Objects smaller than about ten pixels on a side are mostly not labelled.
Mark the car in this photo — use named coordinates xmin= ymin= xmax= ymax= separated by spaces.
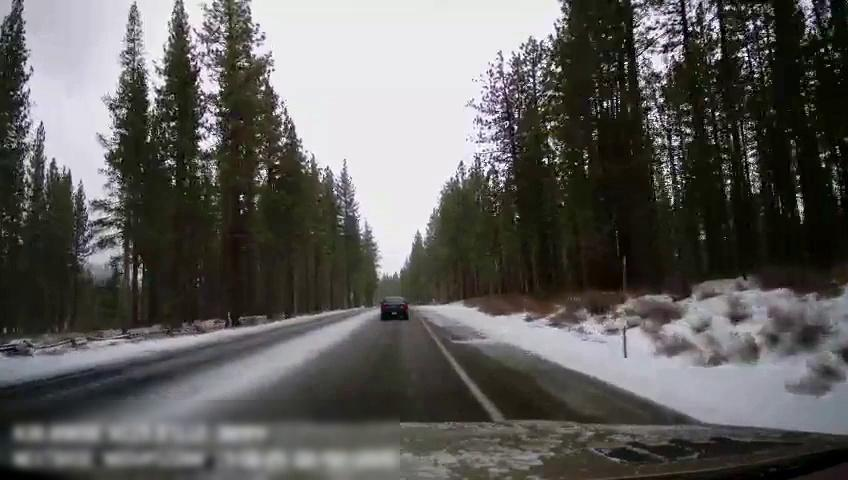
xmin=380 ymin=295 xmax=409 ymax=321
